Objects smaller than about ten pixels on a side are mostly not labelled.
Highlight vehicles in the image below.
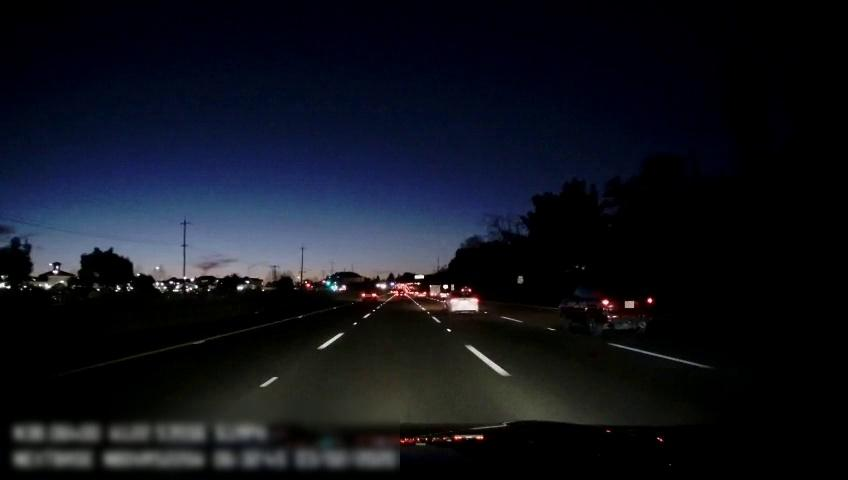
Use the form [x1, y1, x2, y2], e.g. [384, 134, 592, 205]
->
[559, 281, 655, 338]
[446, 289, 480, 314]
[361, 289, 378, 305]
[426, 284, 441, 301]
